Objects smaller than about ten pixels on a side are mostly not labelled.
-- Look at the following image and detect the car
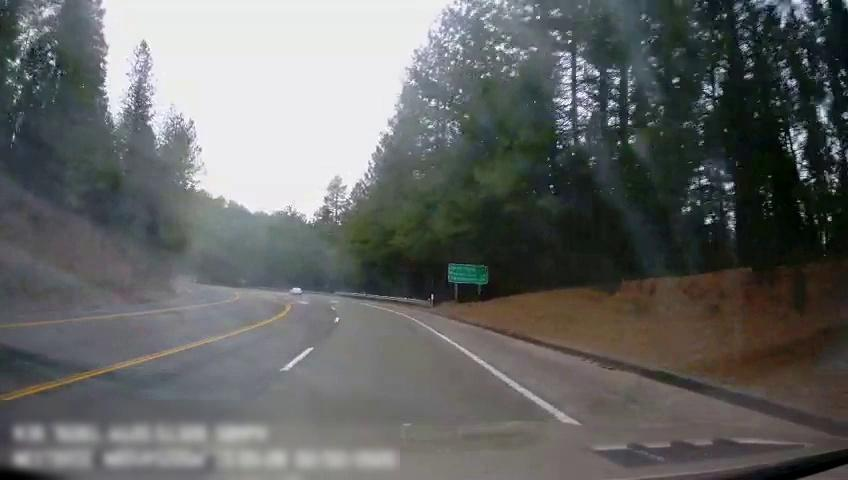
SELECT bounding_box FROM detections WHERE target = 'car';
[290,286,303,296]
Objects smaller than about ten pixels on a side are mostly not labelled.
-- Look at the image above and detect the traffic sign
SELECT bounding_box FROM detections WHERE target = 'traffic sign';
[447,263,489,285]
